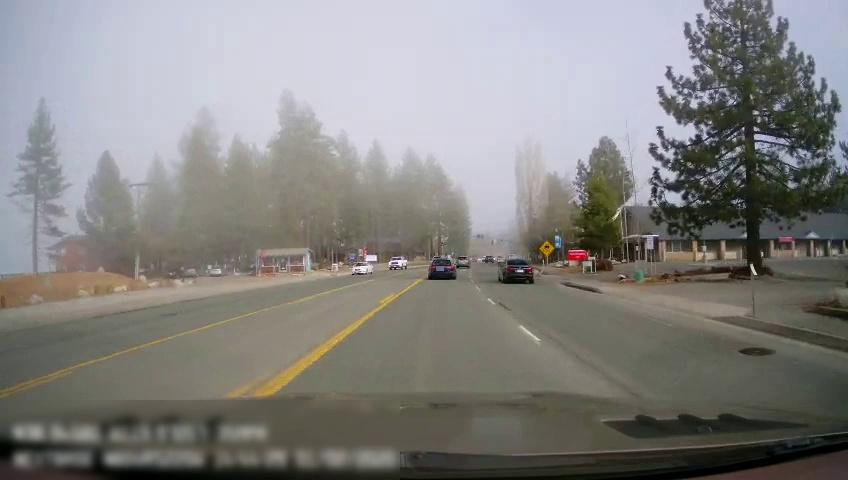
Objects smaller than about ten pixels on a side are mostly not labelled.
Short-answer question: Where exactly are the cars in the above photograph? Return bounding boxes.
[428,256,456,280]
[207,264,223,277]
[352,262,369,275]
[497,257,534,283]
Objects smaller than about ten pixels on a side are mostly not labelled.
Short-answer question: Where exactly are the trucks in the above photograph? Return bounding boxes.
[388,256,408,269]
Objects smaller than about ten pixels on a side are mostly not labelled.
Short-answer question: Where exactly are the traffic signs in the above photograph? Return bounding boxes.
[539,241,556,257]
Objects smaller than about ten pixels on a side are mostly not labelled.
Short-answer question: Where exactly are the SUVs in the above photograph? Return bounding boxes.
[456,255,471,268]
